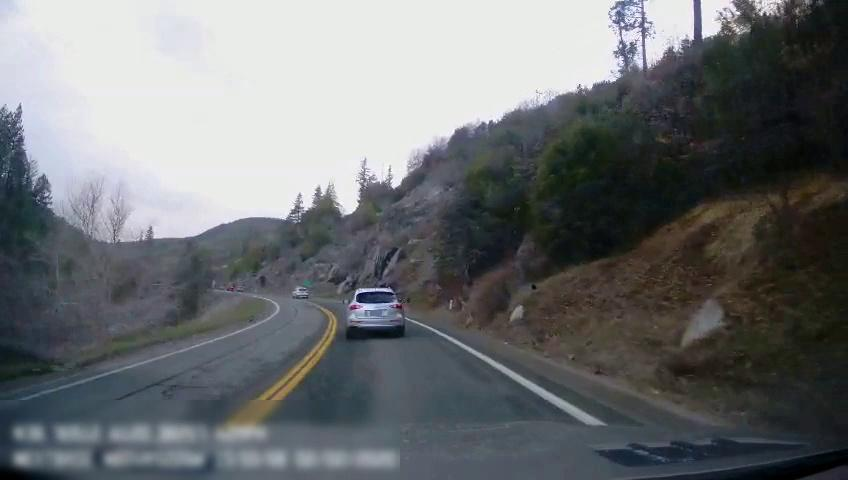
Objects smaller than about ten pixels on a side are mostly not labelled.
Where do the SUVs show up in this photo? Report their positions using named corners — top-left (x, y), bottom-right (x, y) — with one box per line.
top-left (342, 288), bottom-right (406, 340)
top-left (292, 287), bottom-right (309, 300)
